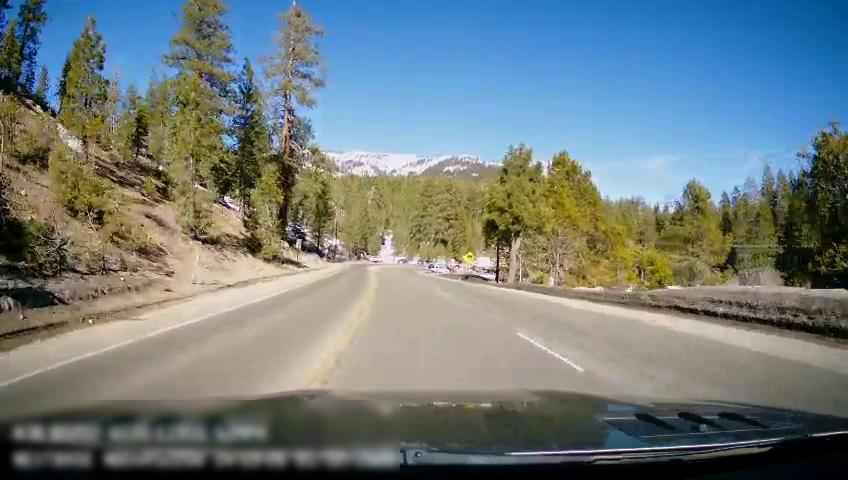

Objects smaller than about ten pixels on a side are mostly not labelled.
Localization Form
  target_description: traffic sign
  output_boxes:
[465,250,475,263]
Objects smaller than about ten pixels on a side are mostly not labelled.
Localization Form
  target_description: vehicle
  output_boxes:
[370,255,385,264]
